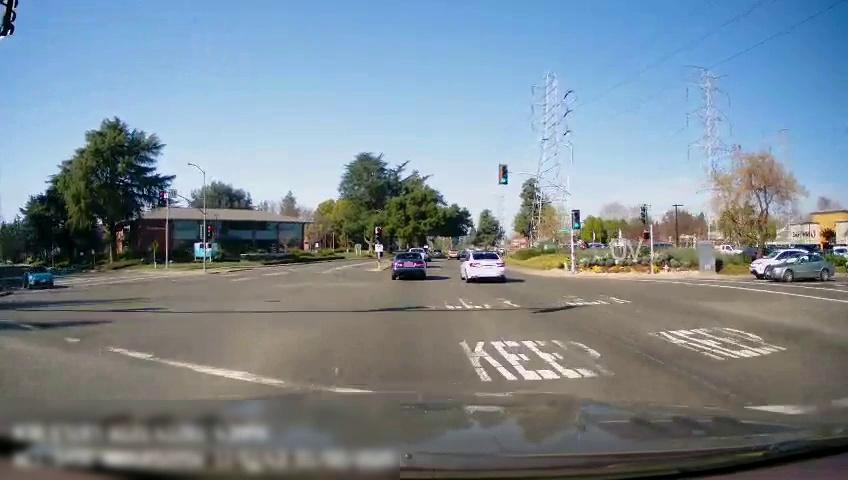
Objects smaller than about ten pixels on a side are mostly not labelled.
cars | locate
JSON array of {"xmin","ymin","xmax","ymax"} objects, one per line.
[
  {"xmin": 459, "ymin": 251, "xmax": 505, "ymax": 284},
  {"xmin": 765, "ymin": 255, "xmax": 835, "ymax": 283},
  {"xmin": 392, "ymin": 252, "xmax": 426, "ymax": 280},
  {"xmin": 24, "ymin": 267, "xmax": 54, "ymax": 290}
]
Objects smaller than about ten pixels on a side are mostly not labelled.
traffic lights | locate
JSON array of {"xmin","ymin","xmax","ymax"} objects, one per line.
[
  {"xmin": 206, "ymin": 223, "xmax": 212, "ymax": 239},
  {"xmin": 499, "ymin": 163, "xmax": 508, "ymax": 185},
  {"xmin": 640, "ymin": 204, "xmax": 648, "ymax": 225},
  {"xmin": 571, "ymin": 210, "xmax": 582, "ymax": 228},
  {"xmin": 375, "ymin": 227, "xmax": 382, "ymax": 243}
]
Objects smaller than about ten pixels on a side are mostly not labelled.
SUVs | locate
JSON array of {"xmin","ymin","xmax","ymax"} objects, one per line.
[{"xmin": 749, "ymin": 248, "xmax": 809, "ymax": 279}]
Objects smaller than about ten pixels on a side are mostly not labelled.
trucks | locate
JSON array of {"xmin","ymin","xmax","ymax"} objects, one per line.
[{"xmin": 447, "ymin": 251, "xmax": 459, "ymax": 260}]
